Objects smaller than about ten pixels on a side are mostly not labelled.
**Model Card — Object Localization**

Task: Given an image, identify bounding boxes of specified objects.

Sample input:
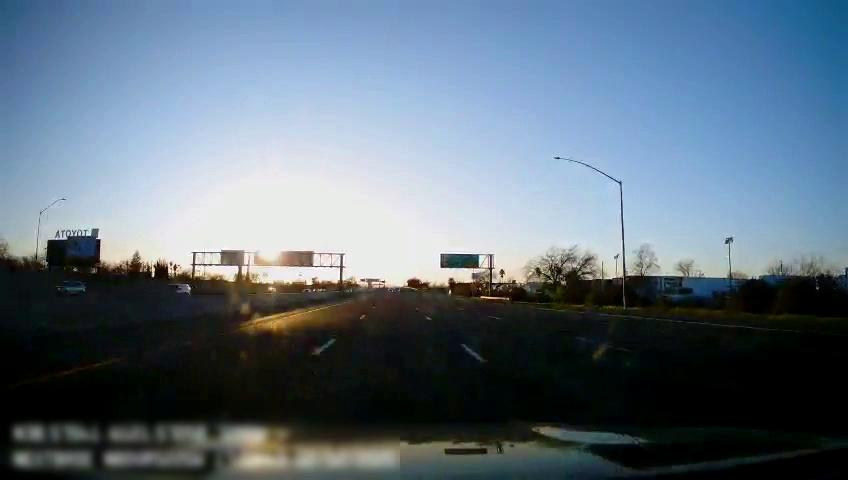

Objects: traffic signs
[440,254,479,269]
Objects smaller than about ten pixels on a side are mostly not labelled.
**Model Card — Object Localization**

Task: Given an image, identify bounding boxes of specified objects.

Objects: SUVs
[158,284,191,297]
[51,280,86,296]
